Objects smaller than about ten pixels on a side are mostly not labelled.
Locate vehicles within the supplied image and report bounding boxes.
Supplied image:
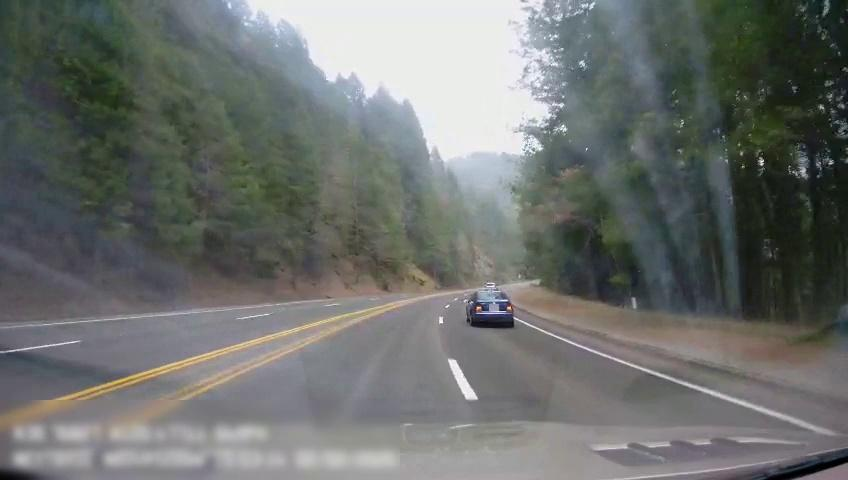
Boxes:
[486,282,498,290]
[465,289,515,328]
